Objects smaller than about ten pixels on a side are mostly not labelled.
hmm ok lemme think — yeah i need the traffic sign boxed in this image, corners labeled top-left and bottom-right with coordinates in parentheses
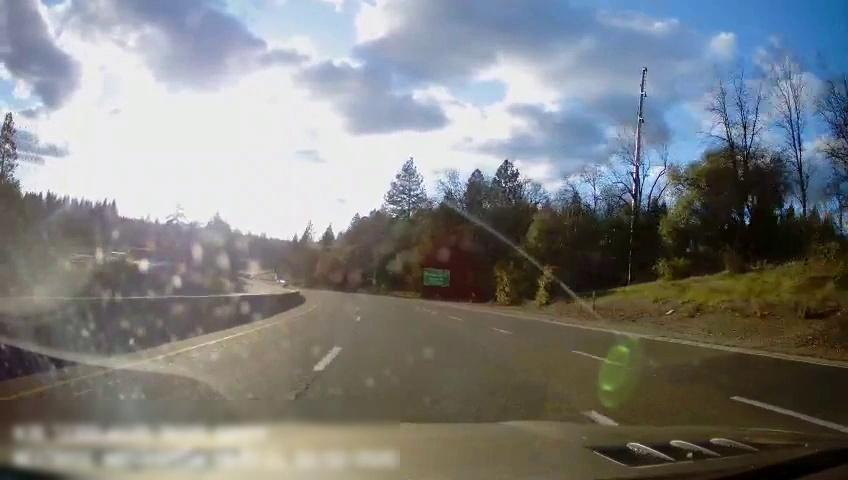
top-left (423, 267), bottom-right (451, 287)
